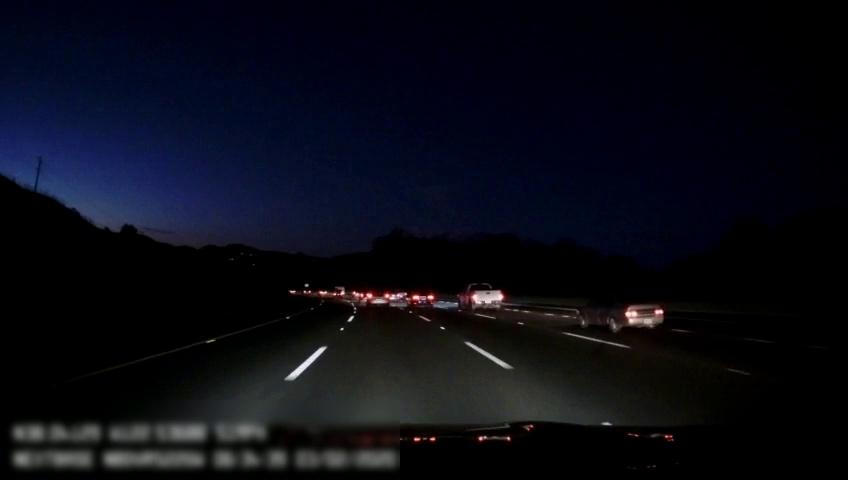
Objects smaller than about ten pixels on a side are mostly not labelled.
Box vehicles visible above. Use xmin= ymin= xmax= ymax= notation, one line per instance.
xmin=458 ymin=283 xmax=504 ymax=315
xmin=366 ymin=289 xmax=390 ymax=308
xmin=576 ymin=292 xmax=664 ymax=333
xmin=407 ymin=290 xmax=434 ymax=309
